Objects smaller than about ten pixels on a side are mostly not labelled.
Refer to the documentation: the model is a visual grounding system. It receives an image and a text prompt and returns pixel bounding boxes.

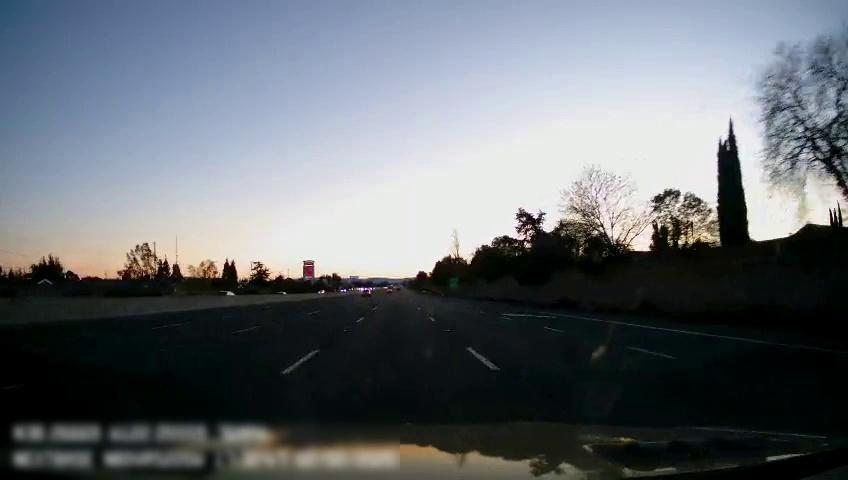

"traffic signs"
[449,278,459,289]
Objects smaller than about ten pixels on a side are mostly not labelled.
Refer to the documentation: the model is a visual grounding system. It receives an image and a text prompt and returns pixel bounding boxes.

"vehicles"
[275,291,287,296]
[215,291,236,297]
